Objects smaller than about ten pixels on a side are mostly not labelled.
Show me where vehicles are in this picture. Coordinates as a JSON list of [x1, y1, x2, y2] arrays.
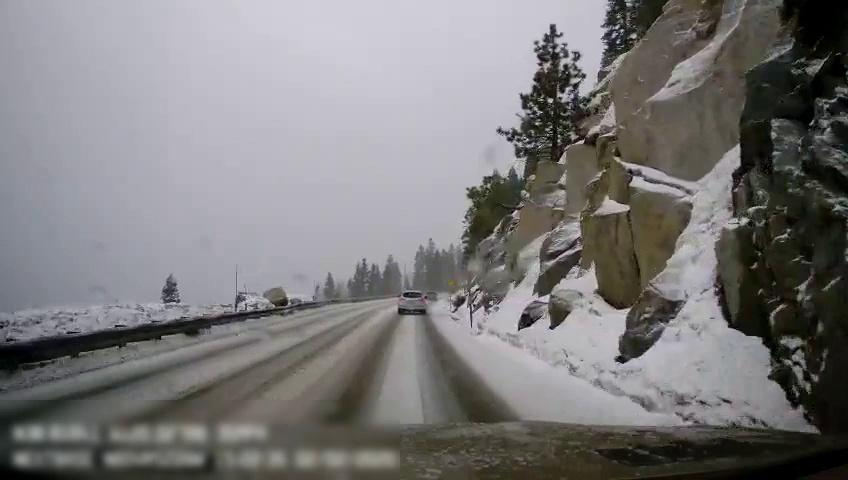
[[425, 292, 438, 301], [396, 289, 427, 315]]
